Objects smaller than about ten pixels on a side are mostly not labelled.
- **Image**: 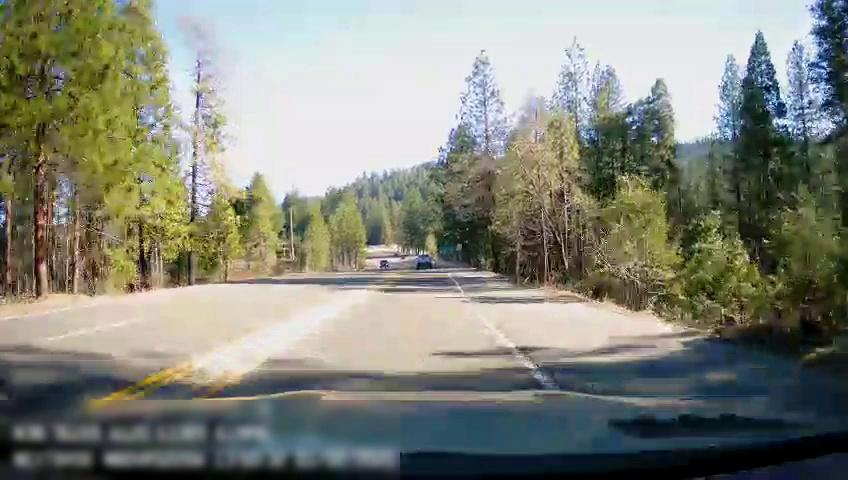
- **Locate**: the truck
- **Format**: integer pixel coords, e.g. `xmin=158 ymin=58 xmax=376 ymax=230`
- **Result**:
xmin=415 ymin=254 xmax=433 ymax=270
